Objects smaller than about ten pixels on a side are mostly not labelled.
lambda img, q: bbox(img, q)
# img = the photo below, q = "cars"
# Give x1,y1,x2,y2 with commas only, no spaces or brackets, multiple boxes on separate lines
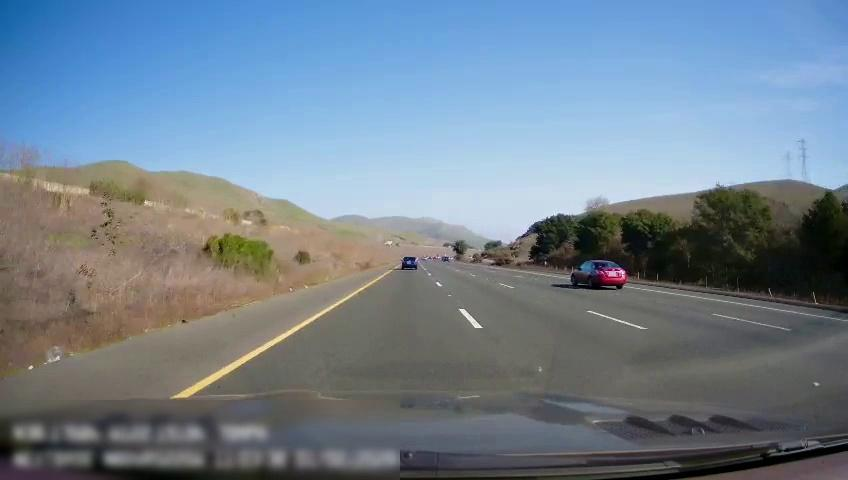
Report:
570,259,627,290
401,256,419,270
